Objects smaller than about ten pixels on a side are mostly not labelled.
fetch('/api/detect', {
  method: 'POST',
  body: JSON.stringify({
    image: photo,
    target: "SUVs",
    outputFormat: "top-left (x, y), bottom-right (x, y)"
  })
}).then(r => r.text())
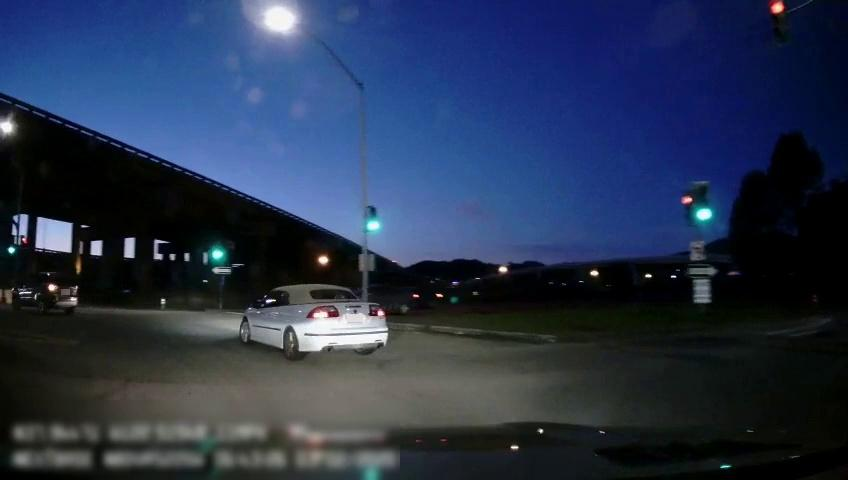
top-left (11, 271), bottom-right (80, 317)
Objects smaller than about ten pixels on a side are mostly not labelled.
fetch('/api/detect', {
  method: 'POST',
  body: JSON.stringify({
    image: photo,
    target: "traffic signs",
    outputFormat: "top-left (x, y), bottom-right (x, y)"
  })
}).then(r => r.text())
top-left (693, 276), bottom-right (712, 305)
top-left (213, 265), bottom-right (228, 274)
top-left (688, 263), bottom-right (718, 276)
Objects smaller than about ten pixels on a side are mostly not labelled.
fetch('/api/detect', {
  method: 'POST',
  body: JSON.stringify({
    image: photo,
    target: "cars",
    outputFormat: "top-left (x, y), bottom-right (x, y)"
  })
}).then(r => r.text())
top-left (362, 292), bottom-right (421, 316)
top-left (238, 284), bottom-right (389, 362)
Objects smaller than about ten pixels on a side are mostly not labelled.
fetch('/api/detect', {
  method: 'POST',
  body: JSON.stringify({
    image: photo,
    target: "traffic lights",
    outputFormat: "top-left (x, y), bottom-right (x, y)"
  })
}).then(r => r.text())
top-left (212, 246), bottom-right (224, 264)
top-left (6, 236), bottom-right (15, 255)
top-left (769, 1), bottom-right (785, 42)
top-left (678, 190), bottom-right (695, 226)
top-left (21, 235), bottom-right (27, 256)
top-left (367, 204), bottom-right (377, 234)
top-left (695, 182), bottom-right (710, 223)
